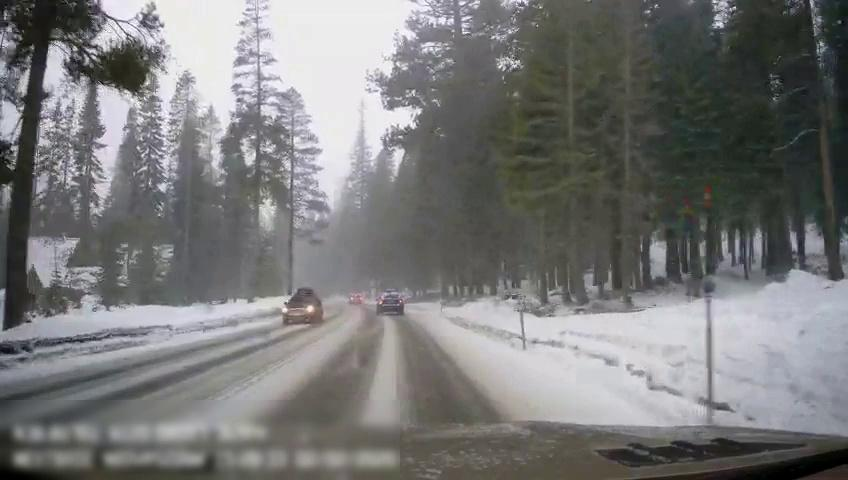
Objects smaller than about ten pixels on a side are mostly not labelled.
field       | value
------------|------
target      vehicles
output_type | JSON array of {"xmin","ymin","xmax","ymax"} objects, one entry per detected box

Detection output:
[
  {"xmin": 348, "ymin": 293, "xmax": 364, "ymax": 305},
  {"xmin": 375, "ymin": 289, "xmax": 404, "ymax": 315},
  {"xmin": 281, "ymin": 287, "xmax": 323, "ymax": 325}
]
